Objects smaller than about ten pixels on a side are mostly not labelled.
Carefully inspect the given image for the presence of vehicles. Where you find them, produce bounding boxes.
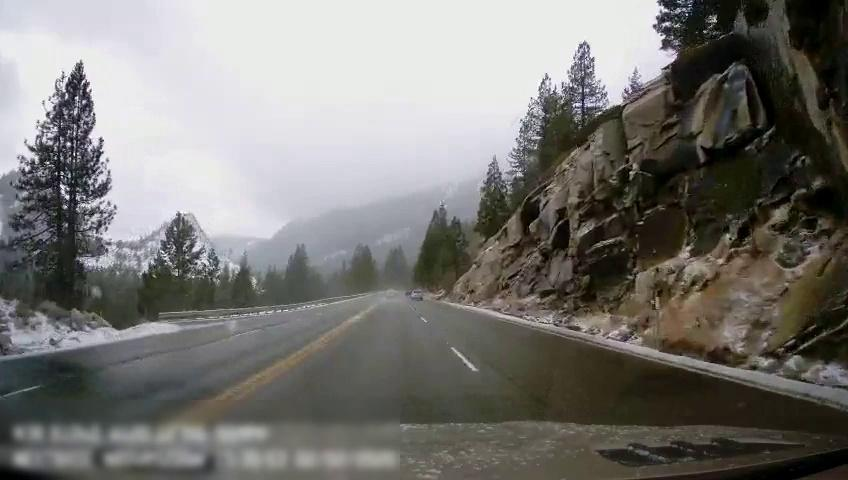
[385,289,398,298]
[410,288,424,300]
